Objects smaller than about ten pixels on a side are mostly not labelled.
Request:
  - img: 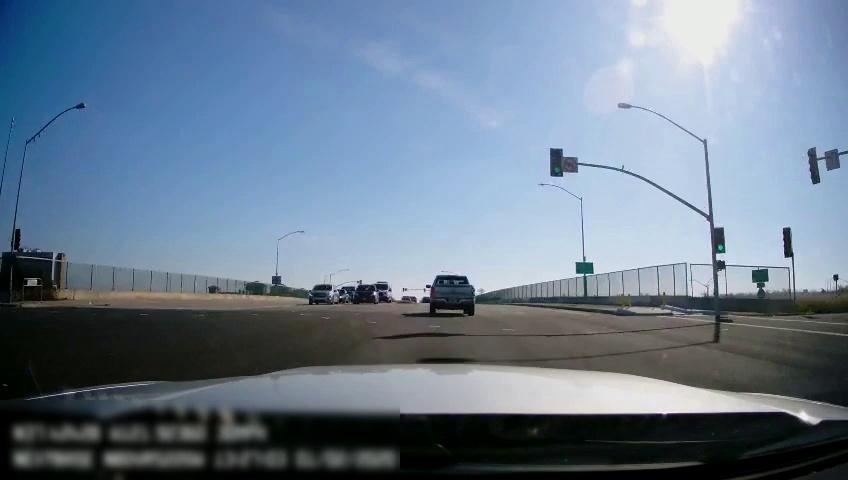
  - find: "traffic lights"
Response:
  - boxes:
[715,259,726,272]
[782,227,793,259]
[10,228,21,250]
[549,147,565,177]
[712,227,726,254]
[807,146,820,184]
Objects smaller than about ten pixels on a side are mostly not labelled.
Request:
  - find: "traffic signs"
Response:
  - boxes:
[561,156,579,174]
[824,147,840,172]
[575,261,594,274]
[751,269,769,284]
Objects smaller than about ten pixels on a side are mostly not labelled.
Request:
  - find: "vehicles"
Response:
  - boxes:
[374,283,393,304]
[352,284,379,304]
[308,283,340,305]
[341,286,356,302]
[336,289,349,305]
[425,274,476,317]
